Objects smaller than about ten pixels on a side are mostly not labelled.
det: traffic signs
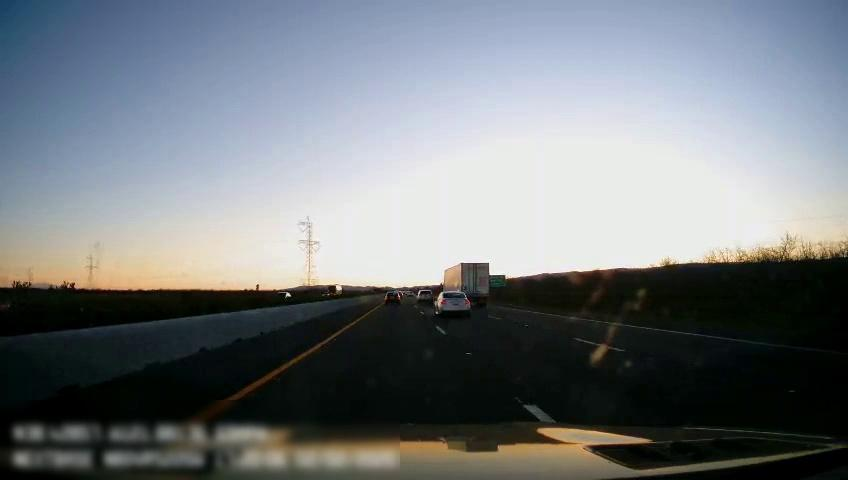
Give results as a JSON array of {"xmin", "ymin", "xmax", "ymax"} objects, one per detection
[{"xmin": 489, "ymin": 274, "xmax": 507, "ymax": 288}]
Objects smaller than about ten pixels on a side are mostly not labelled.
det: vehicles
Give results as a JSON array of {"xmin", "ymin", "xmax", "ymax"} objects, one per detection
[
  {"xmin": 384, "ymin": 290, "xmax": 402, "ymax": 304},
  {"xmin": 443, "ymin": 261, "xmax": 490, "ymax": 306},
  {"xmin": 326, "ymin": 284, "xmax": 342, "ymax": 294},
  {"xmin": 275, "ymin": 291, "xmax": 292, "ymax": 300},
  {"xmin": 432, "ymin": 291, "xmax": 470, "ymax": 316},
  {"xmin": 416, "ymin": 289, "xmax": 434, "ymax": 305}
]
